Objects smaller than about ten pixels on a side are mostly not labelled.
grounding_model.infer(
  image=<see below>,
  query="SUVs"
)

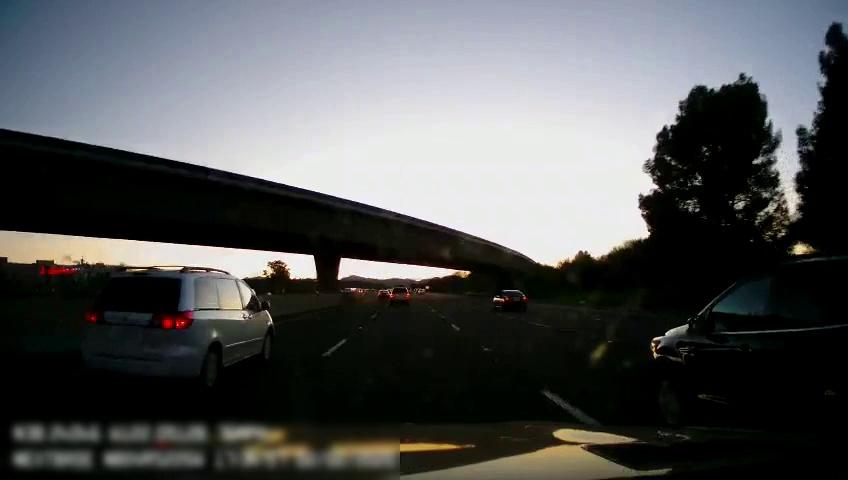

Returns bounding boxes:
[389,287,410,305]
[647,255,848,434]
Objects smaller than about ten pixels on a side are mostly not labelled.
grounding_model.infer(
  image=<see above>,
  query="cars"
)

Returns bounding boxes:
[377,289,390,299]
[492,290,527,311]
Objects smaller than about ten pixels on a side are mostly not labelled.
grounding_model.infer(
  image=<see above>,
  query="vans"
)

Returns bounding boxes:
[81,265,275,394]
